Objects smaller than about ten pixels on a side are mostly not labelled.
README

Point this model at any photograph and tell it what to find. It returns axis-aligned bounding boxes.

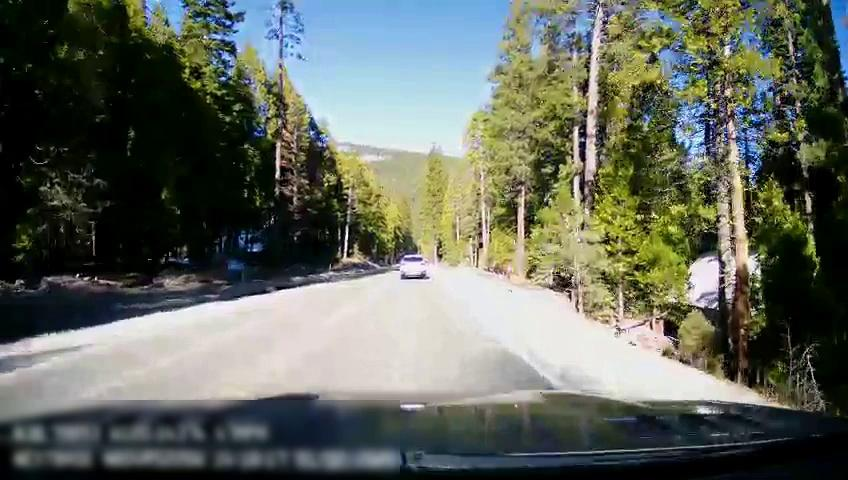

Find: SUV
[399,254,428,279]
